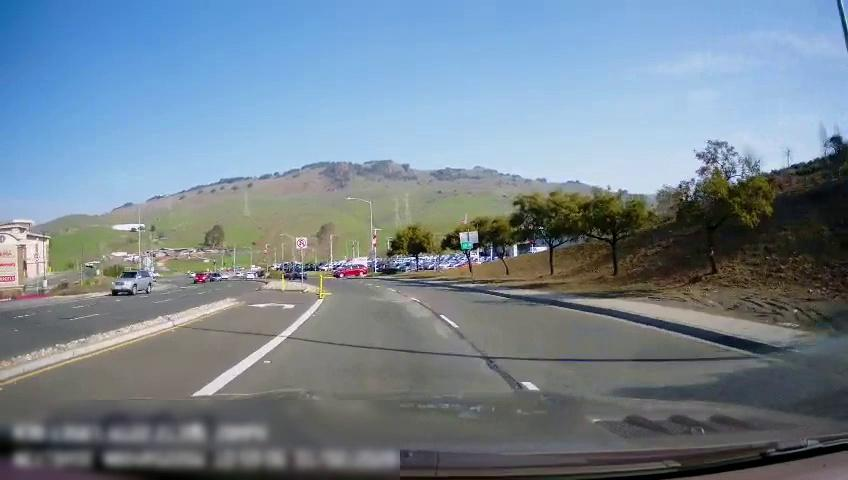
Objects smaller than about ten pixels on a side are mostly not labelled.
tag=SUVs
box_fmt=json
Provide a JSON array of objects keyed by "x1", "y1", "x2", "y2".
[
  {"x1": 111, "y1": 270, "x2": 153, "y2": 296},
  {"x1": 209, "y1": 272, "x2": 223, "y2": 282},
  {"x1": 192, "y1": 272, "x2": 209, "y2": 285}
]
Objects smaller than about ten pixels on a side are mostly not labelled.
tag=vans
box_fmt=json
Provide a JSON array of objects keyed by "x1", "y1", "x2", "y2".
[{"x1": 333, "y1": 263, "x2": 368, "y2": 279}]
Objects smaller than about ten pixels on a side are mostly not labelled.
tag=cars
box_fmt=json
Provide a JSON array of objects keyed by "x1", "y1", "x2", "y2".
[
  {"x1": 286, "y1": 268, "x2": 308, "y2": 281},
  {"x1": 239, "y1": 272, "x2": 256, "y2": 280}
]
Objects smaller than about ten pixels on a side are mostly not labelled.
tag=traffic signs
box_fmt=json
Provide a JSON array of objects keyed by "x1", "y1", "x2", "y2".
[
  {"x1": 294, "y1": 236, "x2": 309, "y2": 250},
  {"x1": 458, "y1": 230, "x2": 480, "y2": 245},
  {"x1": 459, "y1": 239, "x2": 474, "y2": 251}
]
